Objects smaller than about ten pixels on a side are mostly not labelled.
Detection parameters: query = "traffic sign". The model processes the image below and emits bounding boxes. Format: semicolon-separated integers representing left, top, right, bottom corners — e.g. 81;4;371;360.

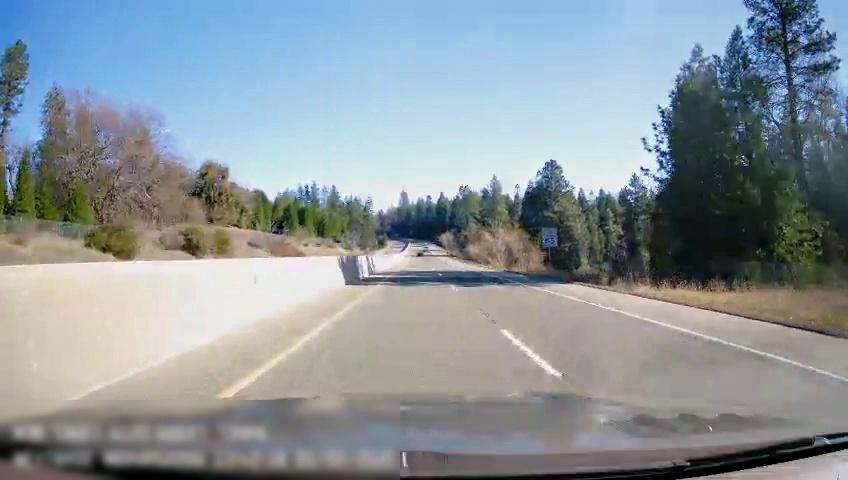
542;227;558;248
